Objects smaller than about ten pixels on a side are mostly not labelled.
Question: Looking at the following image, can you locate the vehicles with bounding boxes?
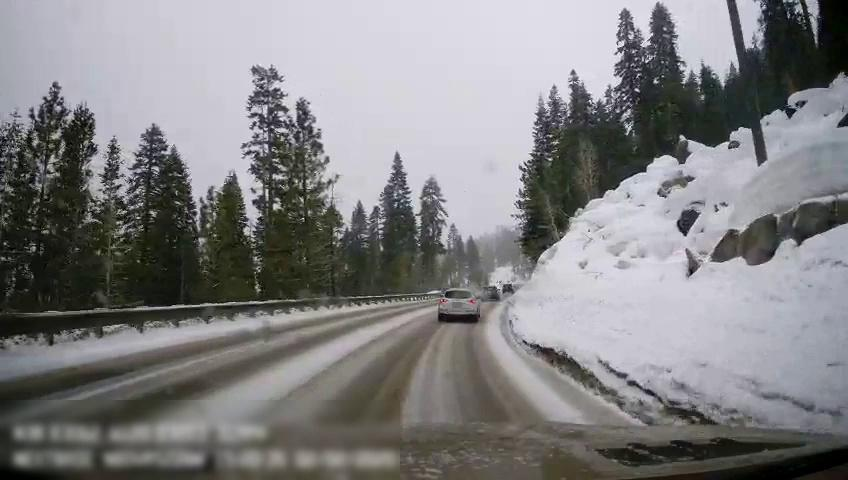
[438,288,482,323]
[481,285,502,302]
[501,282,515,293]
